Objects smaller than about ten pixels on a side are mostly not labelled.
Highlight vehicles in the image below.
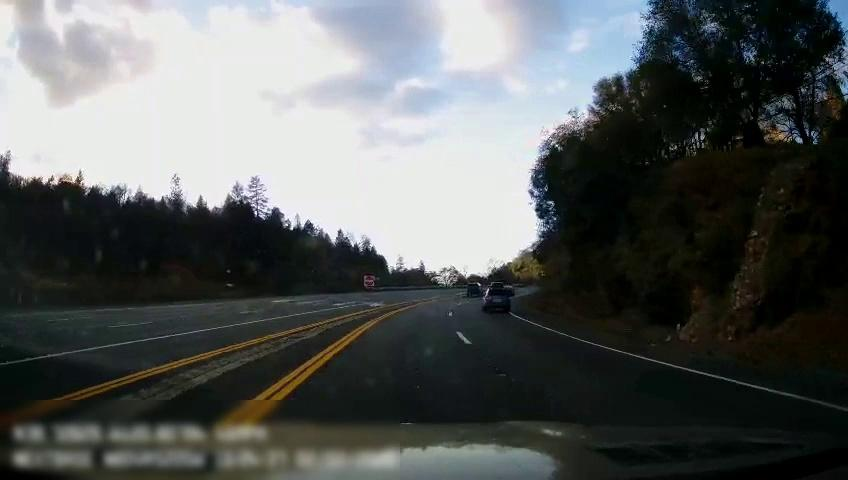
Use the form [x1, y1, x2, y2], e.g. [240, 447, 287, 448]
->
[504, 285, 517, 297]
[466, 282, 484, 297]
[480, 281, 510, 314]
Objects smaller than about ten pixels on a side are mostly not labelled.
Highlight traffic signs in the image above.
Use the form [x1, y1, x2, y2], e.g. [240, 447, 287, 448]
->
[363, 275, 376, 289]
